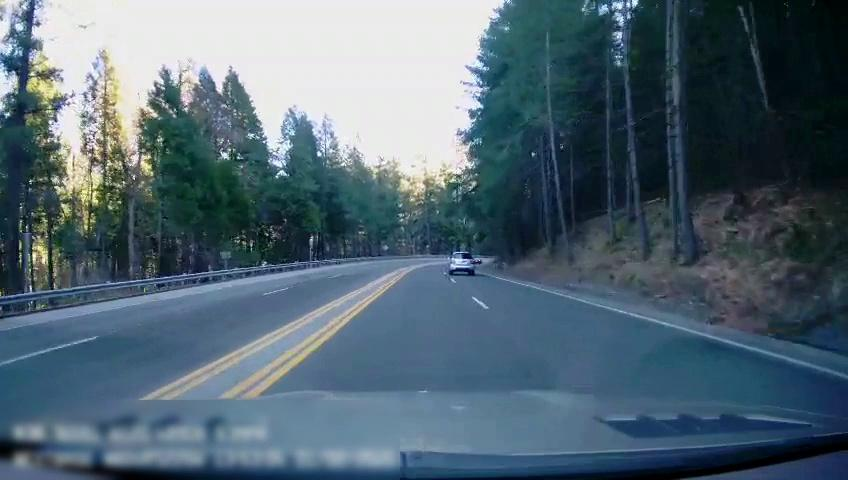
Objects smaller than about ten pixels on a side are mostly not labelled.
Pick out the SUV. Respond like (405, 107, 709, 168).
(447, 251, 476, 276)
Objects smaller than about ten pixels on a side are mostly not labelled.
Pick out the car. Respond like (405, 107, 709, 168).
(472, 254, 483, 264)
